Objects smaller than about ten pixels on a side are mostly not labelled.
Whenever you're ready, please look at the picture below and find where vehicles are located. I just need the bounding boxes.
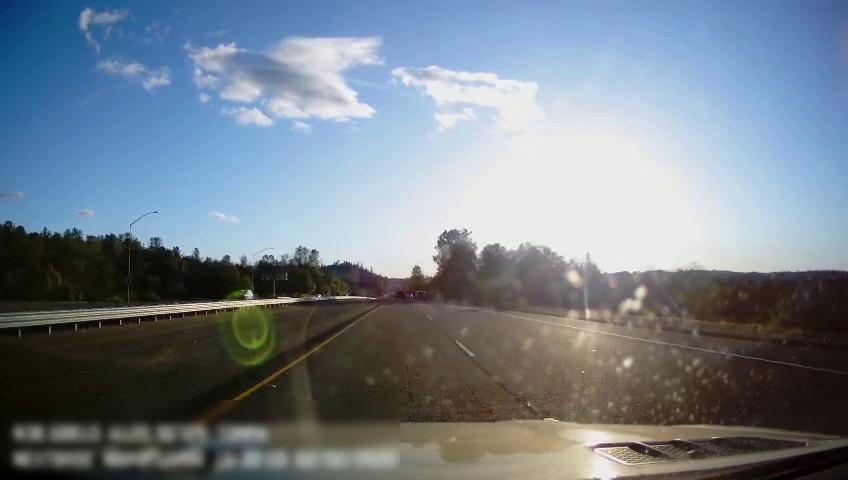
[394,290,407,300]
[235,289,254,301]
[415,290,428,301]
